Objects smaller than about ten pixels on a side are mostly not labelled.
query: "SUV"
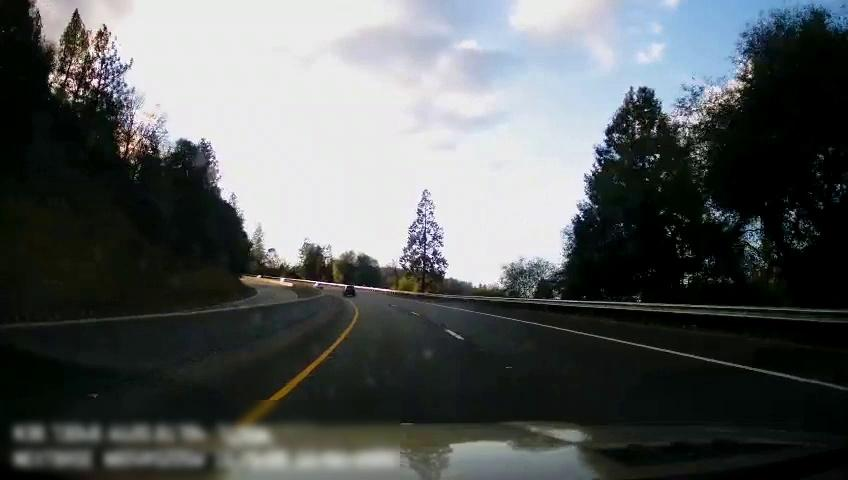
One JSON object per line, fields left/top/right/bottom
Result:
{"left": 342, "top": 285, "right": 355, "bottom": 296}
